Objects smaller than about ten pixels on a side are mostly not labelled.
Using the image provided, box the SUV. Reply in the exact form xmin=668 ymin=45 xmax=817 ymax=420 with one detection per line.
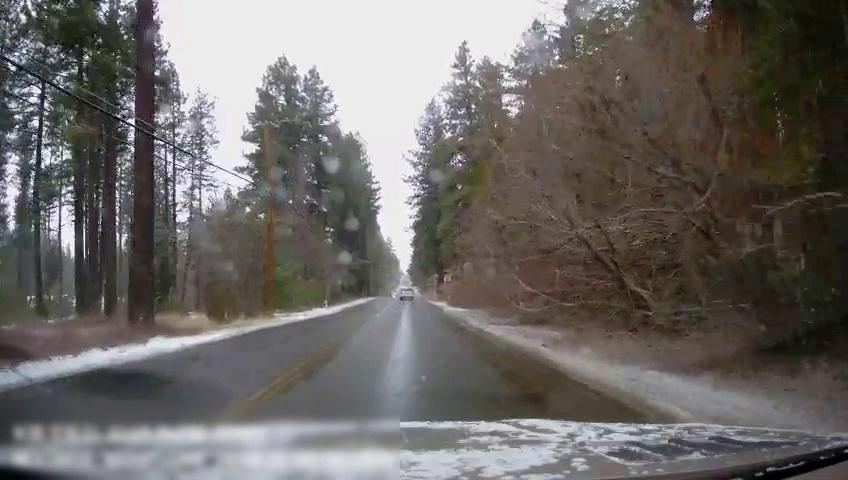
xmin=397 ymin=286 xmax=415 ymax=303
